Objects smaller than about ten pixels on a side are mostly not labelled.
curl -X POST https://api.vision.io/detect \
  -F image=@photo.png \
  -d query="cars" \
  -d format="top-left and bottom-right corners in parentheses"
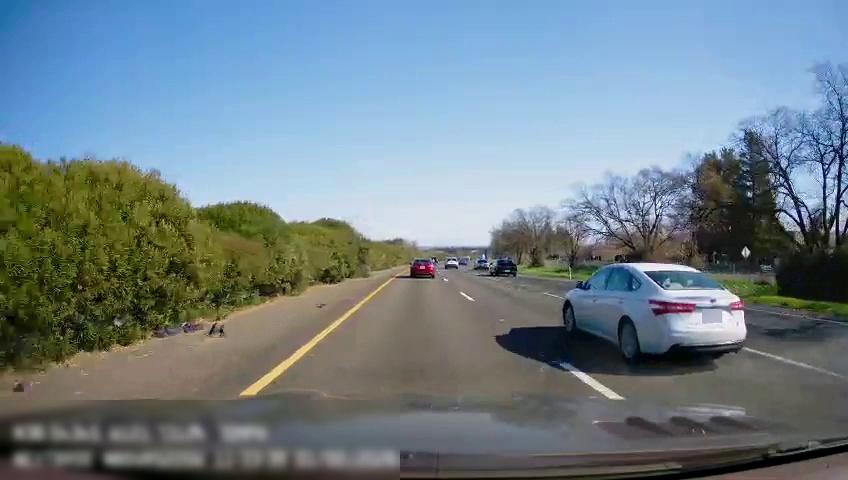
top-left (472, 259), bottom-right (490, 271)
top-left (560, 262), bottom-right (747, 368)
top-left (489, 257), bottom-right (517, 277)
top-left (408, 256), bottom-right (436, 279)
top-left (444, 256), bottom-right (460, 271)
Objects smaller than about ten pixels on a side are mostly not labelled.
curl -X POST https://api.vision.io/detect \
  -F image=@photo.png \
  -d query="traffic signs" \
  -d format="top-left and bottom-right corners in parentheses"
top-left (740, 244), bottom-right (752, 260)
